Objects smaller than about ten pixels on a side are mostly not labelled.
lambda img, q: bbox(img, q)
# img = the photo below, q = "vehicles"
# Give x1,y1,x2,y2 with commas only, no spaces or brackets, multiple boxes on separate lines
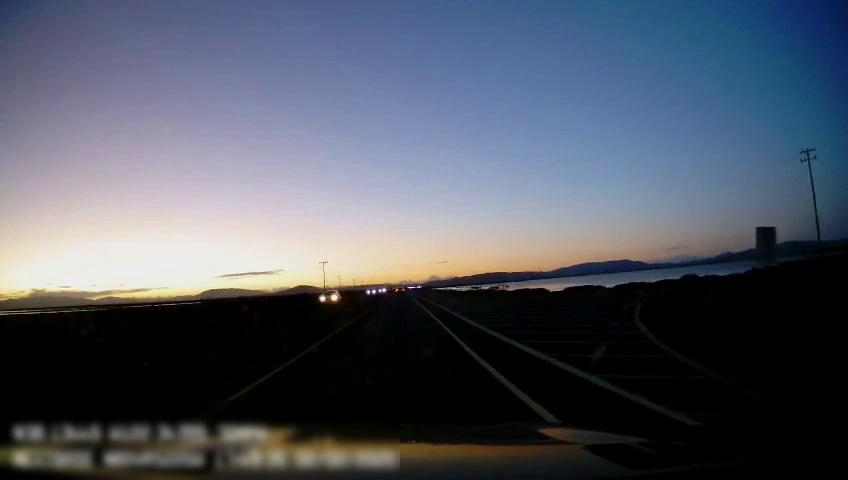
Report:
395,286,406,294
318,288,342,304
365,288,377,296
